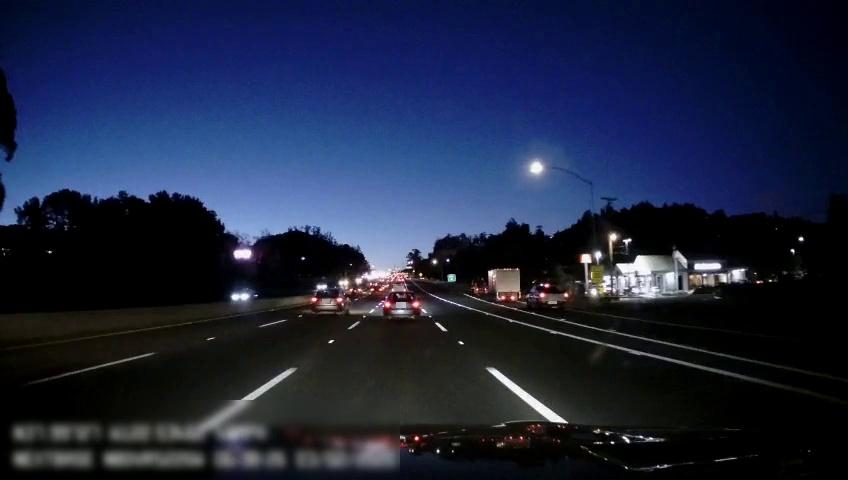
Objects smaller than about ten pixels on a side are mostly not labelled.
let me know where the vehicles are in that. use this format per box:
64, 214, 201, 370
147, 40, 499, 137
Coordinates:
688, 284, 714, 295
526, 284, 568, 310
380, 290, 421, 324
391, 285, 407, 291
311, 287, 350, 319
230, 288, 258, 302
350, 286, 364, 296
469, 277, 489, 295
488, 268, 521, 304
622, 285, 644, 296
371, 285, 385, 295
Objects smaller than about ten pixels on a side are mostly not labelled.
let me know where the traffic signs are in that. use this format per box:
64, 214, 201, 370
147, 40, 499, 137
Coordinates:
591, 265, 604, 273
592, 272, 603, 284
